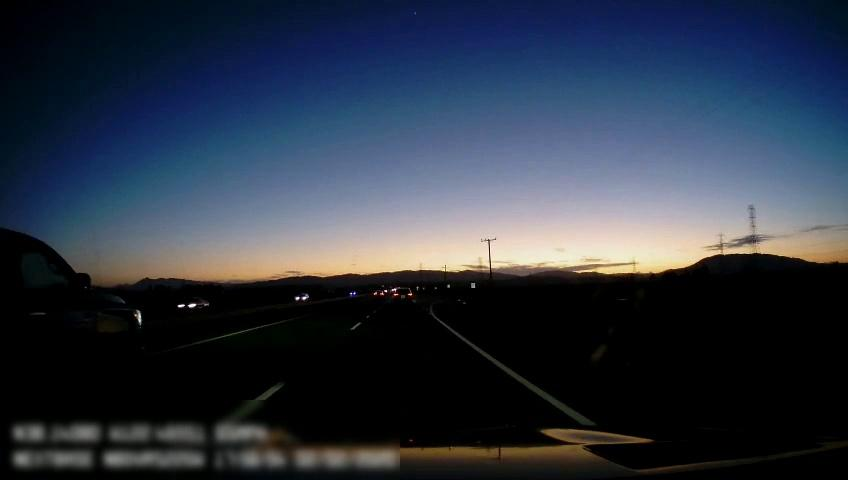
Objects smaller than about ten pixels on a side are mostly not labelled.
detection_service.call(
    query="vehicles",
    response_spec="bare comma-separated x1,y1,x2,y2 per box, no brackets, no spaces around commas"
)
176,296,210,312
294,292,310,302
0,227,147,390
373,289,385,298
393,287,413,304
